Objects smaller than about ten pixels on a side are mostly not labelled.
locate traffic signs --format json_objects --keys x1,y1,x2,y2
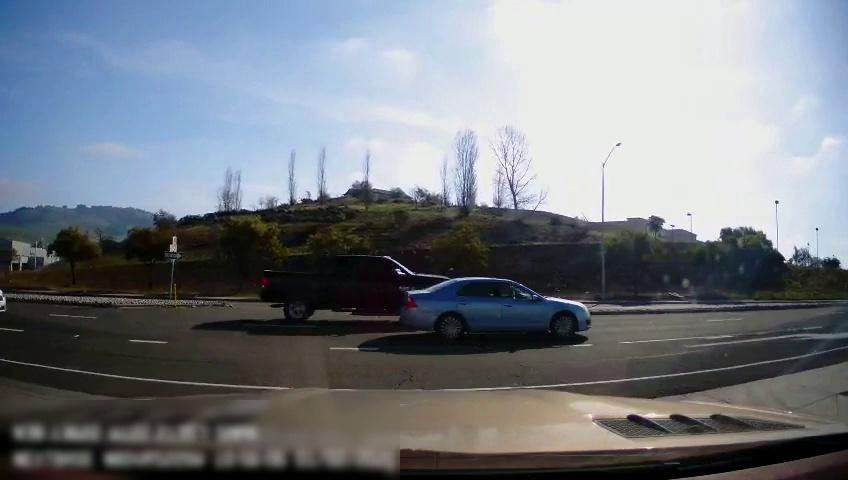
[{"x1": 164, "y1": 252, "x2": 183, "y2": 260}]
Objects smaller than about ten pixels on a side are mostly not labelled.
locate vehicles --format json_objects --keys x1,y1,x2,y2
[
  {"x1": 400, "y1": 276, "x2": 592, "y2": 341},
  {"x1": 258, "y1": 253, "x2": 449, "y2": 324},
  {"x1": 0, "y1": 289, "x2": 7, "y2": 314}
]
